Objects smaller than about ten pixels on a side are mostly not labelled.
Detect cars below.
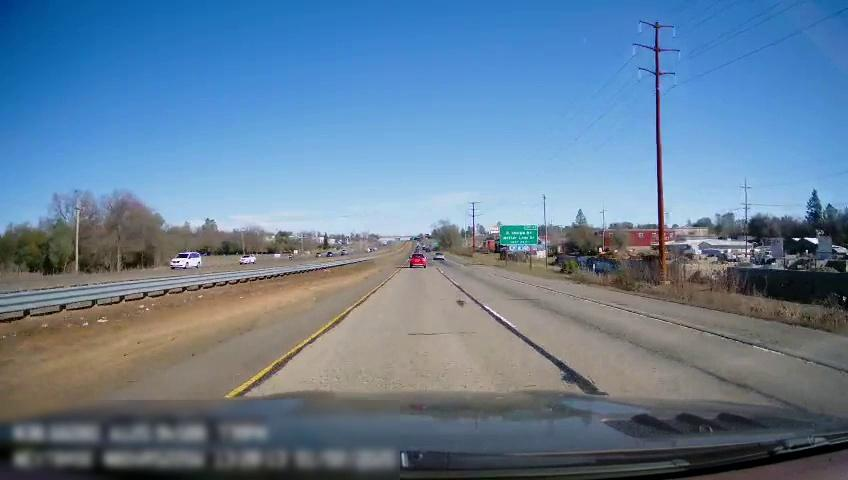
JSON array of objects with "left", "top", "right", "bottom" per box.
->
[
  {"left": 239, "top": 255, "right": 257, "bottom": 265},
  {"left": 434, "top": 252, "right": 444, "bottom": 261}
]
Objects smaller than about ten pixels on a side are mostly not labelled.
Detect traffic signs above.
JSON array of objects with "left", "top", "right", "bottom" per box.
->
[{"left": 498, "top": 225, "right": 540, "bottom": 247}]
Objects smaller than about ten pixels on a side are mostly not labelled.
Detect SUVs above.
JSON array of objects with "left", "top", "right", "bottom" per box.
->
[
  {"left": 408, "top": 251, "right": 427, "bottom": 268},
  {"left": 169, "top": 252, "right": 202, "bottom": 270}
]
